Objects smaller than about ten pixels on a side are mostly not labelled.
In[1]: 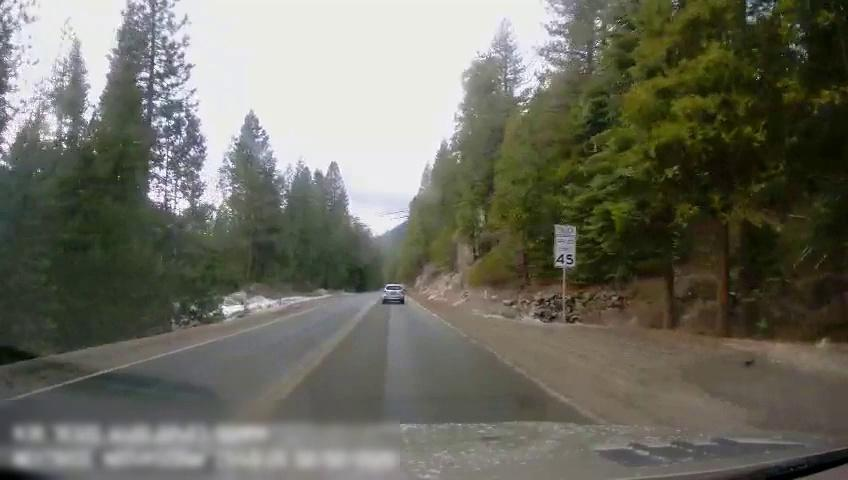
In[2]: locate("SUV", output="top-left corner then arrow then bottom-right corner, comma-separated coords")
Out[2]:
382,284 -> 405,305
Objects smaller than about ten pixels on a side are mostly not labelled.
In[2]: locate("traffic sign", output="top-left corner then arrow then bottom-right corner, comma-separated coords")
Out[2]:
551,224 -> 578,269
